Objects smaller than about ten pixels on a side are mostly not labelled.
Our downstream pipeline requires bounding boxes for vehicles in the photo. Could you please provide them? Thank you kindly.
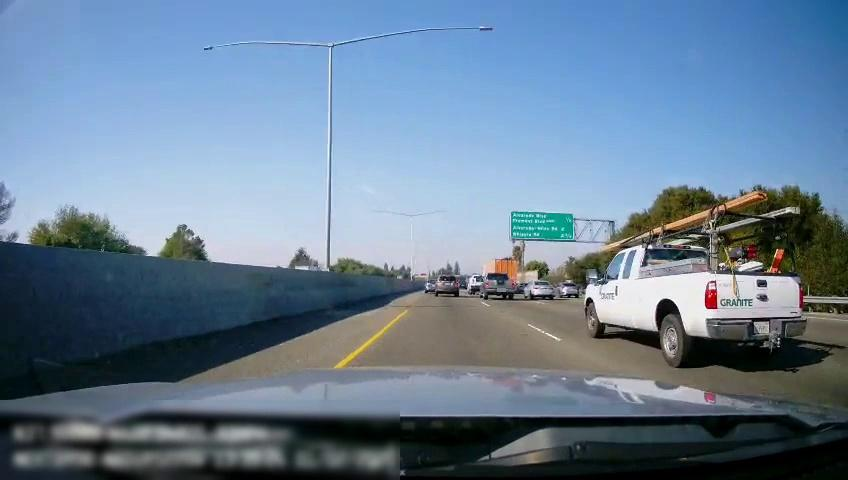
[294,265,317,270]
[581,190,808,370]
[478,271,516,300]
[435,275,460,298]
[516,281,528,294]
[488,259,516,278]
[424,278,436,294]
[459,275,467,289]
[523,280,556,301]
[467,274,483,295]
[554,281,580,299]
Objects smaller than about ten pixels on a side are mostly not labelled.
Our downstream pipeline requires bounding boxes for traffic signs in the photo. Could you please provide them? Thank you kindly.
[509,209,576,242]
